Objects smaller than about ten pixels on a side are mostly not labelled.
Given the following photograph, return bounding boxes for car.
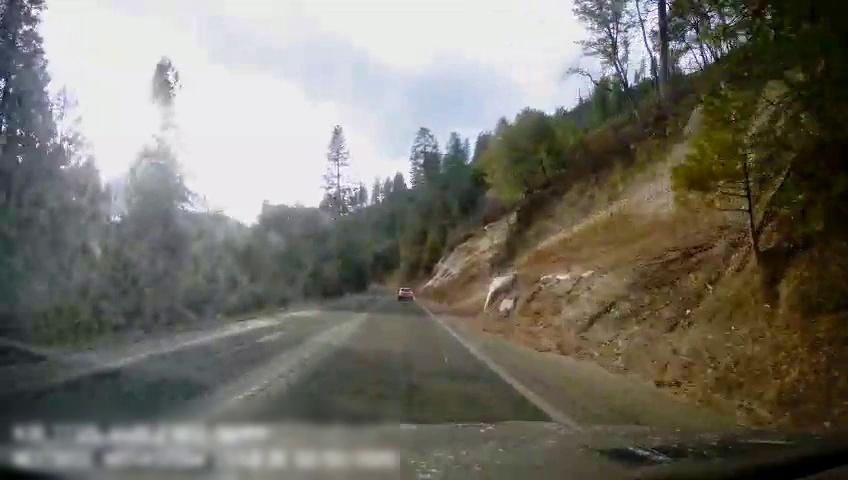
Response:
[397,287,414,302]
